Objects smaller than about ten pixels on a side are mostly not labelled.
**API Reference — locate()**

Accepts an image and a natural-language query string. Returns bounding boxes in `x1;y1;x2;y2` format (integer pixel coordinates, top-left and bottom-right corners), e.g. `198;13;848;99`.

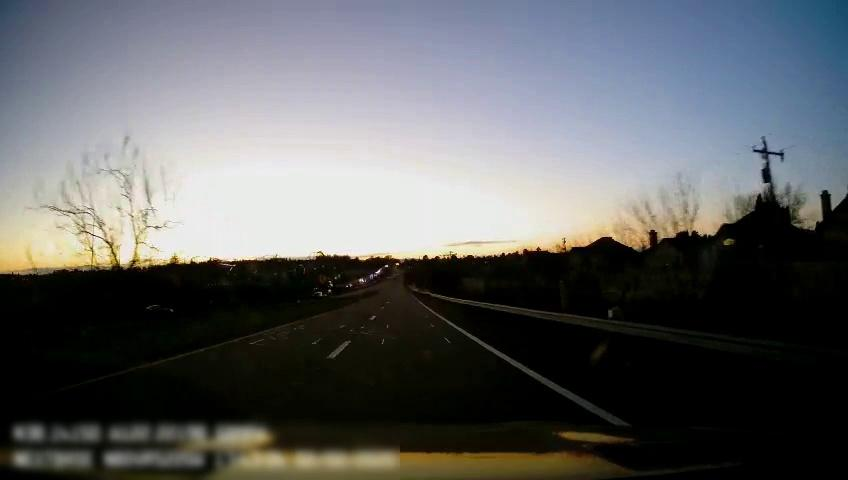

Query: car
143;304;173;315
